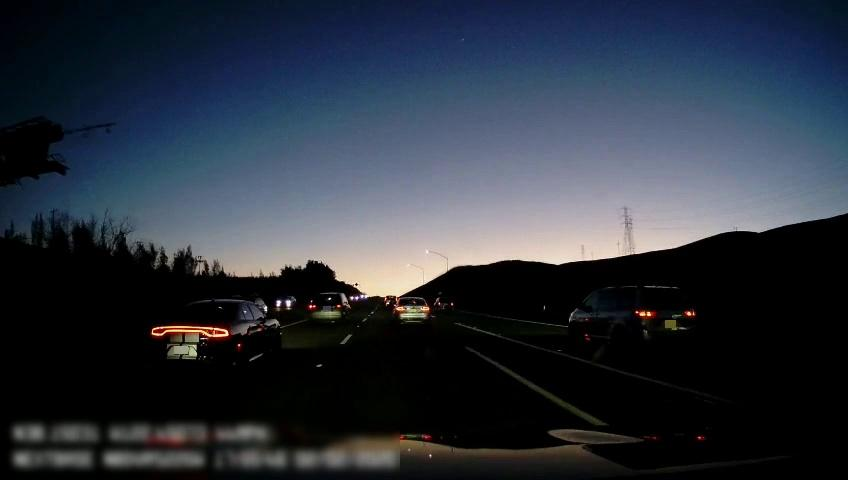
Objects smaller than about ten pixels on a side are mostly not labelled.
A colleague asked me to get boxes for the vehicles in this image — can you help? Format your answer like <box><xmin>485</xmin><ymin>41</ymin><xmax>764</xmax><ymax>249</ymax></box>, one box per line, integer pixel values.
<box><xmin>309</xmin><ymin>292</ymin><xmax>352</xmax><ymax>325</ymax></box>
<box><xmin>241</xmin><ymin>297</ymin><xmax>268</xmax><ymax>314</ymax></box>
<box><xmin>275</xmin><ymin>295</ymin><xmax>297</xmax><ymax>308</ymax></box>
<box><xmin>149</xmin><ymin>298</ymin><xmax>284</xmax><ymax>379</ymax></box>
<box><xmin>383</xmin><ymin>294</ymin><xmax>400</xmax><ymax>309</ymax></box>
<box><xmin>567</xmin><ymin>286</ymin><xmax>698</xmax><ymax>358</ymax></box>
<box><xmin>432</xmin><ymin>296</ymin><xmax>455</xmax><ymax>312</ymax></box>
<box><xmin>391</xmin><ymin>296</ymin><xmax>432</xmax><ymax>330</ymax></box>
